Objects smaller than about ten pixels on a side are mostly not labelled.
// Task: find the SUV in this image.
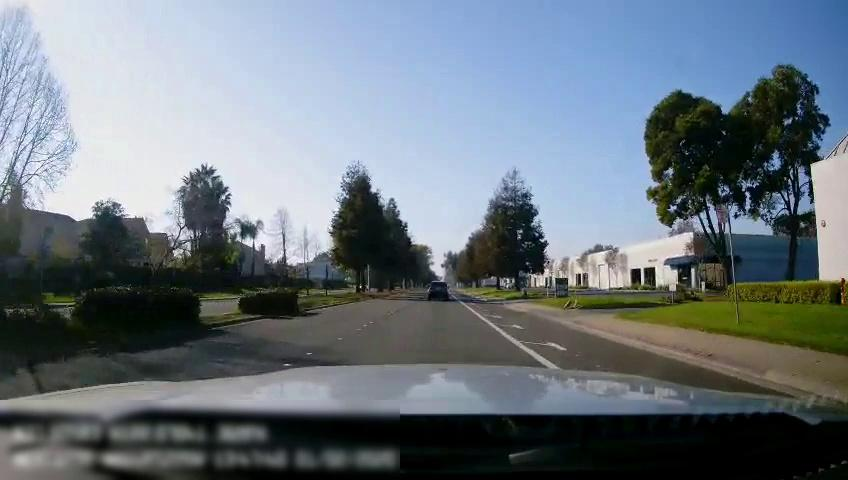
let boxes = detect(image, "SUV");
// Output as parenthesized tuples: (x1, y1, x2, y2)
(427, 280, 450, 301)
